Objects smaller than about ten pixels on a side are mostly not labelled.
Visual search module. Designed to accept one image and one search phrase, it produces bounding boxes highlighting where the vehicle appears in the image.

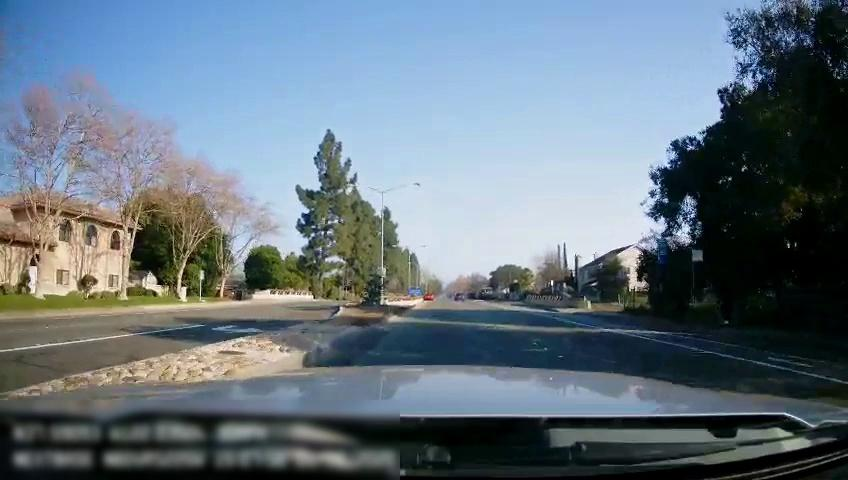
[454,291,466,302]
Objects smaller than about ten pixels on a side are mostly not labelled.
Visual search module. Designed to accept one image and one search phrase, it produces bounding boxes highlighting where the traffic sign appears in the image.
[409,288,423,297]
